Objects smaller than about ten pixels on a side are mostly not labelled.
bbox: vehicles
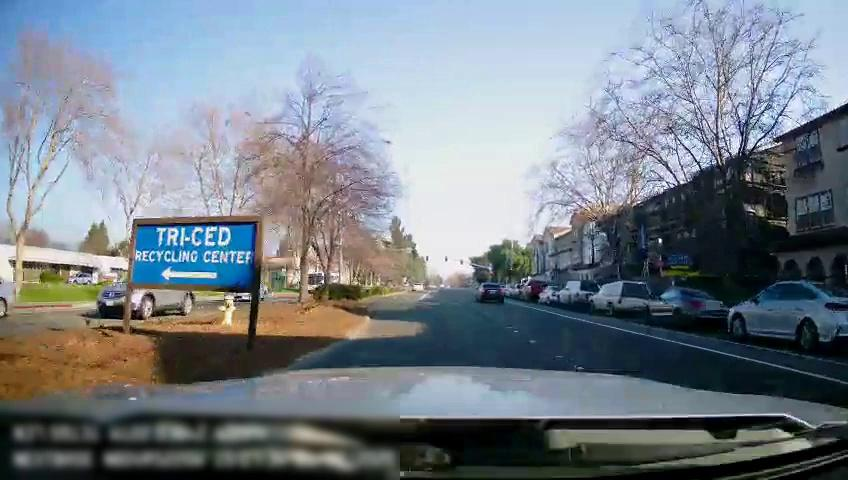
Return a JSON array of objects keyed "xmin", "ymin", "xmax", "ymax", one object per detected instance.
[
  {"xmin": 306, "ymin": 271, "xmax": 339, "ymax": 294},
  {"xmin": 0, "ymin": 277, "xmax": 18, "ymax": 322},
  {"xmin": 585, "ymin": 279, "xmax": 650, "ymax": 316},
  {"xmin": 537, "ymin": 285, "xmax": 560, "ymax": 306},
  {"xmin": 223, "ymin": 281, "xmax": 269, "ymax": 304},
  {"xmin": 519, "ymin": 277, "xmax": 547, "ymax": 301},
  {"xmin": 68, "ymin": 273, "xmax": 94, "ymax": 286},
  {"xmin": 504, "ymin": 283, "xmax": 520, "ymax": 297},
  {"xmin": 725, "ymin": 279, "xmax": 848, "ymax": 353},
  {"xmin": 645, "ymin": 287, "xmax": 727, "ymax": 329},
  {"xmin": 477, "ymin": 280, "xmax": 505, "ymax": 304},
  {"xmin": 412, "ymin": 283, "xmax": 424, "ymax": 292},
  {"xmin": 554, "ymin": 278, "xmax": 600, "ymax": 309},
  {"xmin": 96, "ymin": 276, "xmax": 197, "ymax": 321}
]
